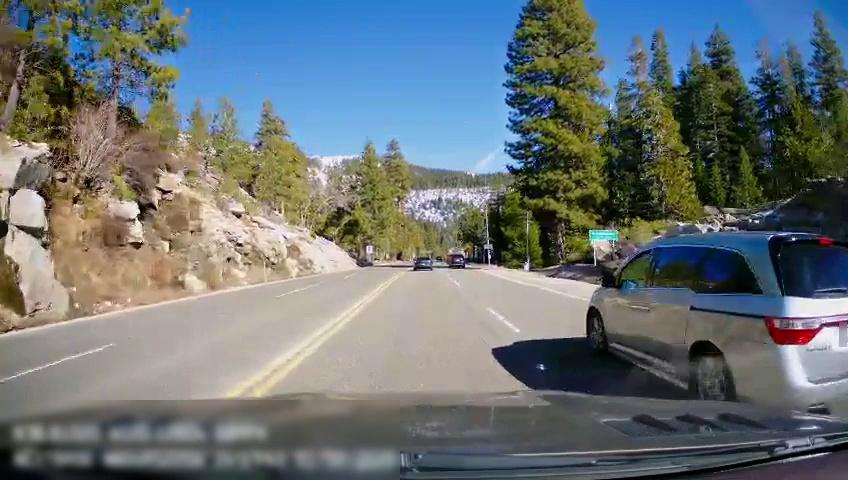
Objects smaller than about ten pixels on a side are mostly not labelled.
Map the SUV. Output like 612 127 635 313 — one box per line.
447 254 466 269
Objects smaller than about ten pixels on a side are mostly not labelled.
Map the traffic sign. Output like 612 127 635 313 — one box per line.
588 229 619 241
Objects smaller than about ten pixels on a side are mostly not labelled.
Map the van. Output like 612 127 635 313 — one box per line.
585 229 848 418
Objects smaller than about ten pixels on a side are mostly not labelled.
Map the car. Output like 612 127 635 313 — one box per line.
413 256 433 272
